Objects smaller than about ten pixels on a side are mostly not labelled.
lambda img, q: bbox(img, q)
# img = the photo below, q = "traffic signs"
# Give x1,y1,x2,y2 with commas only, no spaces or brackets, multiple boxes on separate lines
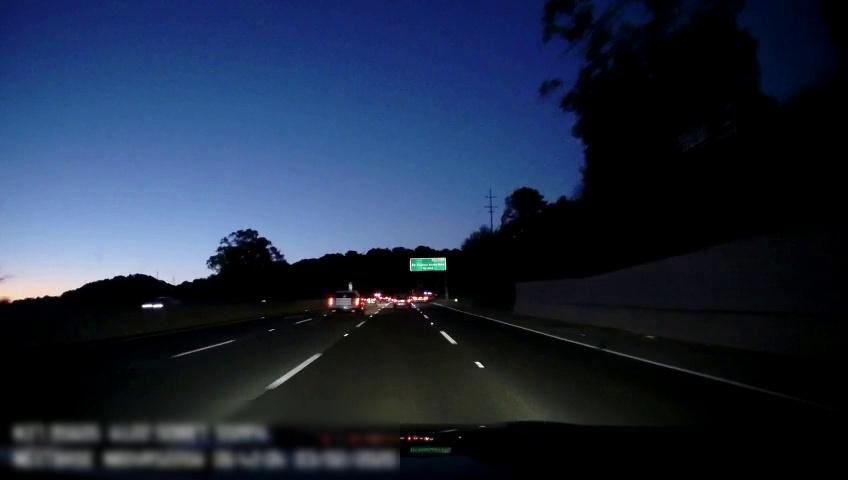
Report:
410,258,446,272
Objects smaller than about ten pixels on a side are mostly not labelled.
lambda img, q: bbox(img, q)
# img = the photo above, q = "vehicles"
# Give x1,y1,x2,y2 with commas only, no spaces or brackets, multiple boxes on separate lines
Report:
411,291,425,304
141,297,180,313
362,292,377,306
392,293,412,310
327,290,366,320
